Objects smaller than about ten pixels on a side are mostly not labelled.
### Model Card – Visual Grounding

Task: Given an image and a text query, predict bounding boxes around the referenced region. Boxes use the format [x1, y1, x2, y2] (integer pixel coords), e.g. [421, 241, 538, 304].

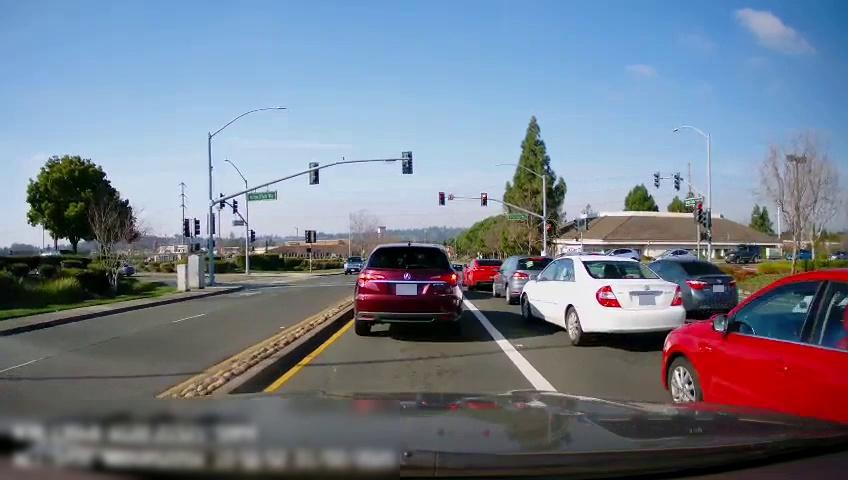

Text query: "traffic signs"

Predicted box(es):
[247, 191, 278, 202]
[233, 219, 245, 227]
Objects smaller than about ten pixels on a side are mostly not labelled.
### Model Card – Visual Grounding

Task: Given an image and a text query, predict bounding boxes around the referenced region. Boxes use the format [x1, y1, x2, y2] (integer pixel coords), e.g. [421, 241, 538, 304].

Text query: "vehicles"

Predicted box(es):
[659, 265, 848, 428]
[343, 256, 367, 276]
[723, 244, 763, 265]
[789, 248, 814, 261]
[648, 254, 740, 313]
[606, 247, 640, 260]
[117, 259, 137, 277]
[520, 255, 686, 346]
[492, 255, 551, 306]
[462, 258, 502, 289]
[352, 243, 465, 336]
[655, 248, 699, 260]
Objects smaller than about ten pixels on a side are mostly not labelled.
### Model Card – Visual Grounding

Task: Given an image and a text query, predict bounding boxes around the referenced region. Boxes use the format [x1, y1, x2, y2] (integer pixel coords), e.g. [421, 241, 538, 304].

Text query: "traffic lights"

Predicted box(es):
[401, 150, 412, 173]
[249, 229, 257, 242]
[182, 218, 190, 237]
[194, 218, 201, 234]
[310, 230, 316, 243]
[219, 192, 226, 209]
[232, 199, 240, 214]
[307, 161, 319, 185]
[304, 230, 310, 243]
[701, 206, 709, 225]
[694, 204, 701, 223]
[437, 191, 446, 205]
[653, 173, 661, 187]
[481, 192, 489, 207]
[673, 174, 681, 190]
